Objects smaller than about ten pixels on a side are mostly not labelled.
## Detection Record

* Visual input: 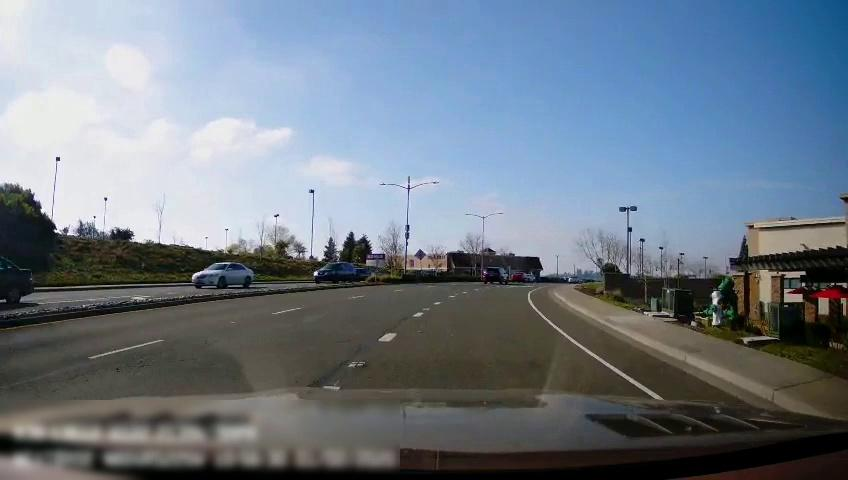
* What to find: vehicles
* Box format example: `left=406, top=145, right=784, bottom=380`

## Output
left=511, top=272, right=529, bottom=284
left=483, top=265, right=511, bottom=285
left=355, top=267, right=371, bottom=282
left=191, top=261, right=256, bottom=290
left=0, top=256, right=34, bottom=304
left=312, top=262, right=355, bottom=284
left=567, top=276, right=583, bottom=285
